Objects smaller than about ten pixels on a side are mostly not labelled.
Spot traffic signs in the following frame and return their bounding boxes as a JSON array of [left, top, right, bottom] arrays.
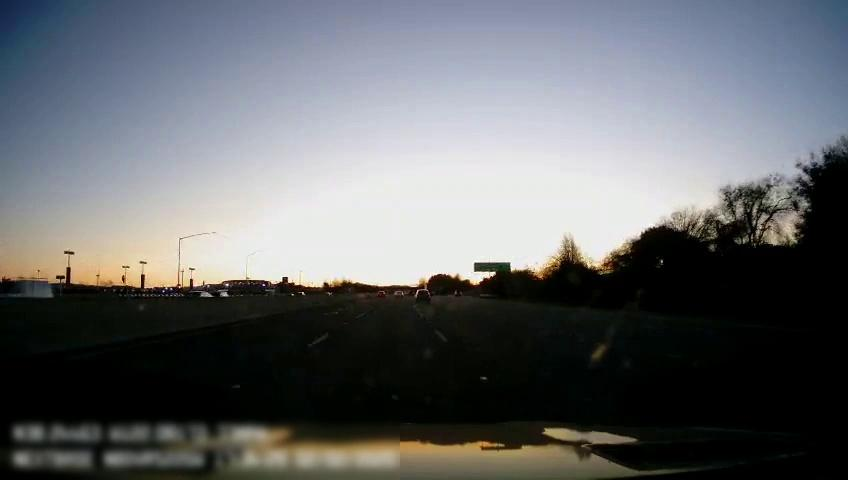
[[474, 262, 511, 273]]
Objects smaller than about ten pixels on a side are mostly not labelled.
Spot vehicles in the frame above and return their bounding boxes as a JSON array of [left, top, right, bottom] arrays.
[[186, 291, 214, 298], [415, 289, 431, 303], [0, 280, 53, 299], [293, 292, 306, 296], [210, 292, 229, 298]]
